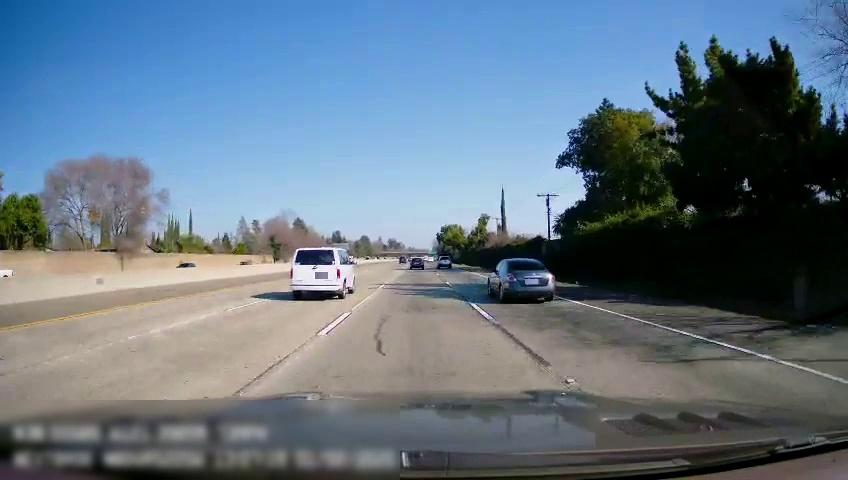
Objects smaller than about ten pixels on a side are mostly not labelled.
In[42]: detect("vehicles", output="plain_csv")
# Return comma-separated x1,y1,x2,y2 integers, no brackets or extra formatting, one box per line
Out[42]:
409,257,424,270
487,259,555,303
0,269,14,278
437,255,452,269
288,247,355,299
175,263,195,269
